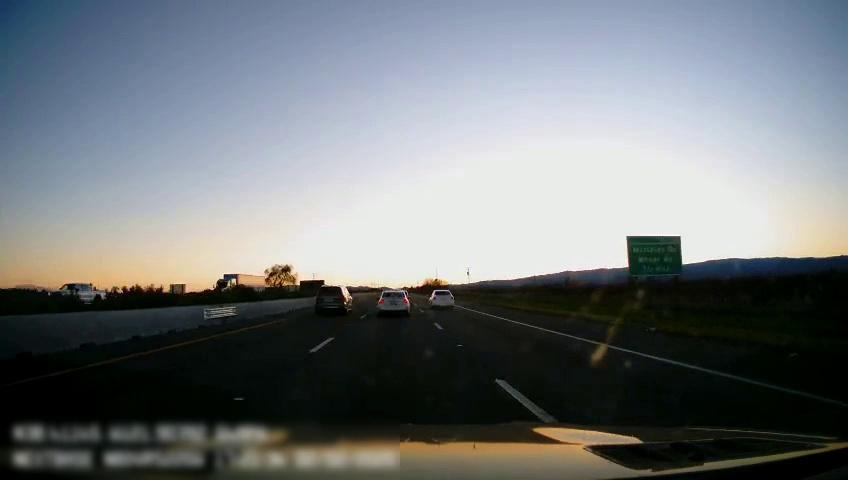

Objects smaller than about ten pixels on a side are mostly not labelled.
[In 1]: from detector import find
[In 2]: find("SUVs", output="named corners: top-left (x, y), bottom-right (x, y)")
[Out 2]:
top-left (313, 284), bottom-right (354, 314)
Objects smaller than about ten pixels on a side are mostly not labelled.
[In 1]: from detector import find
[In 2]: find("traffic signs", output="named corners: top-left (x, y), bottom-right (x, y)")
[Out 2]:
top-left (625, 234), bottom-right (683, 279)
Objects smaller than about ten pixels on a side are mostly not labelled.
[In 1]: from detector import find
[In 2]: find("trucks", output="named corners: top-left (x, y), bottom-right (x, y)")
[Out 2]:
top-left (215, 272), bottom-right (267, 291)
top-left (48, 281), bottom-right (108, 304)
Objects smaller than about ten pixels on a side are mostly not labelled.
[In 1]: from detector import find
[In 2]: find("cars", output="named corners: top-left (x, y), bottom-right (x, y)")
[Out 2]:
top-left (428, 289), bottom-right (456, 309)
top-left (377, 291), bottom-right (412, 316)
